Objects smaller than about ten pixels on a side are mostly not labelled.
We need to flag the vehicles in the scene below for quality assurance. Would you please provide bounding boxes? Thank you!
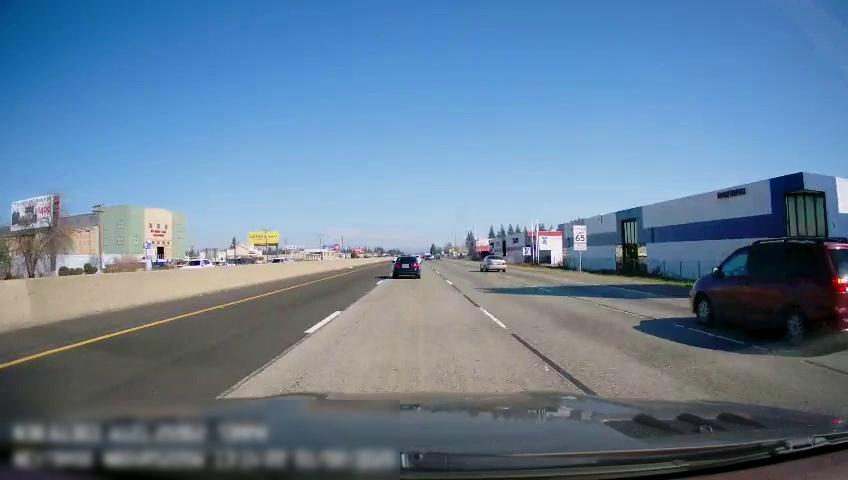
[409,254,422,265]
[479,254,508,273]
[689,234,848,347]
[180,258,216,270]
[392,256,423,280]
[269,257,289,265]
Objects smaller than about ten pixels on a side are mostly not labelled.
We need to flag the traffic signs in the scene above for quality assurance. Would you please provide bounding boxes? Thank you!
[572,224,587,243]
[574,242,587,251]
